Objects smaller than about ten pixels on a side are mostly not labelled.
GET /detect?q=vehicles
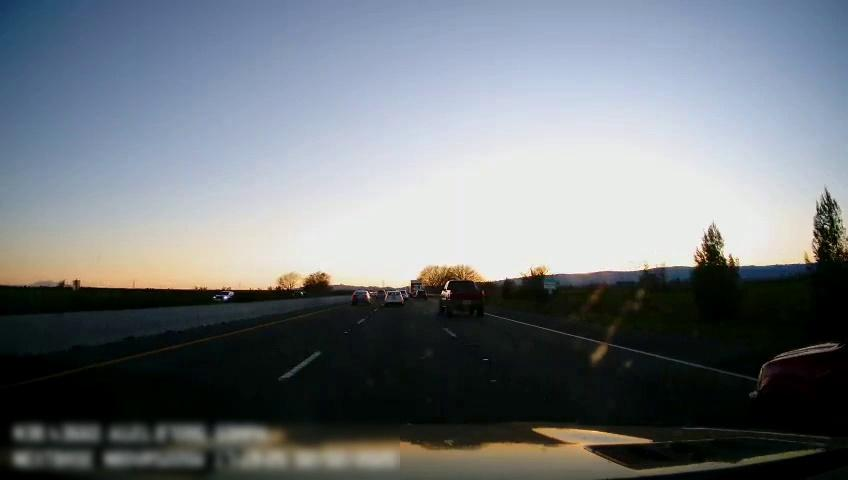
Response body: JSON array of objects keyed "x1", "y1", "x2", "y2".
[
  {"x1": 748, "y1": 338, "x2": 848, "y2": 438},
  {"x1": 416, "y1": 289, "x2": 428, "y2": 301},
  {"x1": 212, "y1": 290, "x2": 236, "y2": 302},
  {"x1": 351, "y1": 289, "x2": 372, "y2": 306},
  {"x1": 291, "y1": 290, "x2": 308, "y2": 297},
  {"x1": 439, "y1": 280, "x2": 487, "y2": 319},
  {"x1": 396, "y1": 289, "x2": 409, "y2": 301},
  {"x1": 375, "y1": 289, "x2": 388, "y2": 300},
  {"x1": 384, "y1": 290, "x2": 404, "y2": 306},
  {"x1": 408, "y1": 279, "x2": 420, "y2": 298}
]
